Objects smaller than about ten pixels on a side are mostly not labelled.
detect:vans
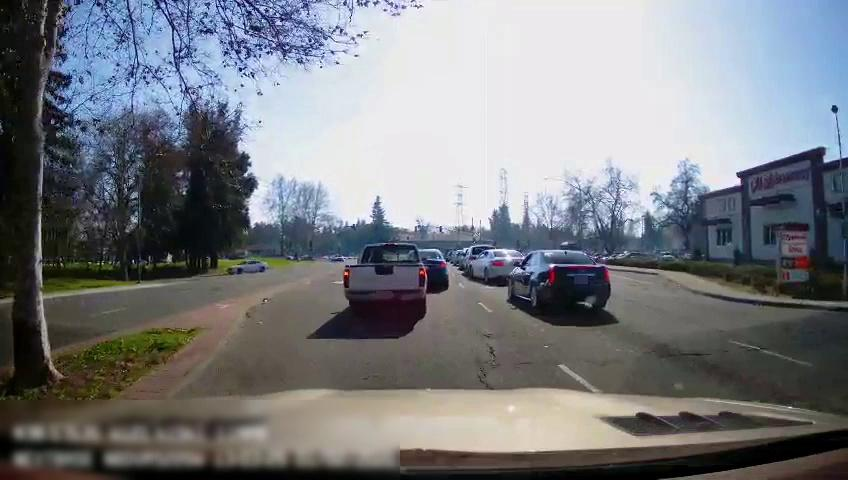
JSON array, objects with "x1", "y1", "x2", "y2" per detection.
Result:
[{"x1": 462, "y1": 243, "x2": 495, "y2": 273}]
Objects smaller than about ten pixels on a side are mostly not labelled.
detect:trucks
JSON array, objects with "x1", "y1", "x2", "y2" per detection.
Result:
[{"x1": 342, "y1": 240, "x2": 428, "y2": 316}]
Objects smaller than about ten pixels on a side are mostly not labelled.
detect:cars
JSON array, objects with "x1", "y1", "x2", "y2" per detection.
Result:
[
  {"x1": 423, "y1": 248, "x2": 449, "y2": 291},
  {"x1": 228, "y1": 258, "x2": 271, "y2": 275},
  {"x1": 468, "y1": 248, "x2": 524, "y2": 283},
  {"x1": 508, "y1": 250, "x2": 612, "y2": 312}
]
